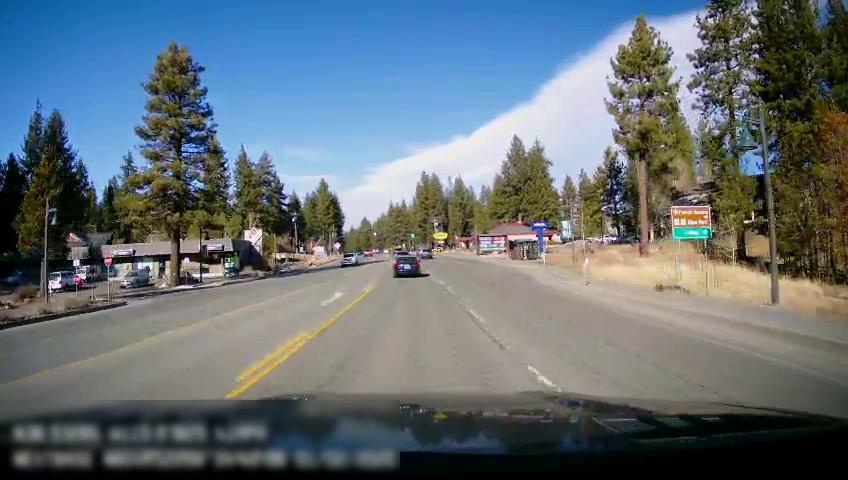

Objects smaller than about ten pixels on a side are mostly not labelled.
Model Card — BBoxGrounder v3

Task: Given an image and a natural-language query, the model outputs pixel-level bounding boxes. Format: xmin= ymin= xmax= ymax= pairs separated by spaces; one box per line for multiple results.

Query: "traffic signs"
xmin=672 ymin=206 xmax=713 ymax=240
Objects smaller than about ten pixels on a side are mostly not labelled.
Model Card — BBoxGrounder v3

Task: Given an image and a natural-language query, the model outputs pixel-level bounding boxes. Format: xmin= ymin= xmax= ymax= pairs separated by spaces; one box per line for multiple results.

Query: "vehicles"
xmin=47 ymin=270 xmax=81 ymax=293
xmin=118 ymin=268 xmax=149 ymax=288
xmin=420 ymin=249 xmax=433 ymax=260
xmin=393 ymin=255 xmax=421 ymax=278
xmin=341 ymin=254 xmax=356 ymax=267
